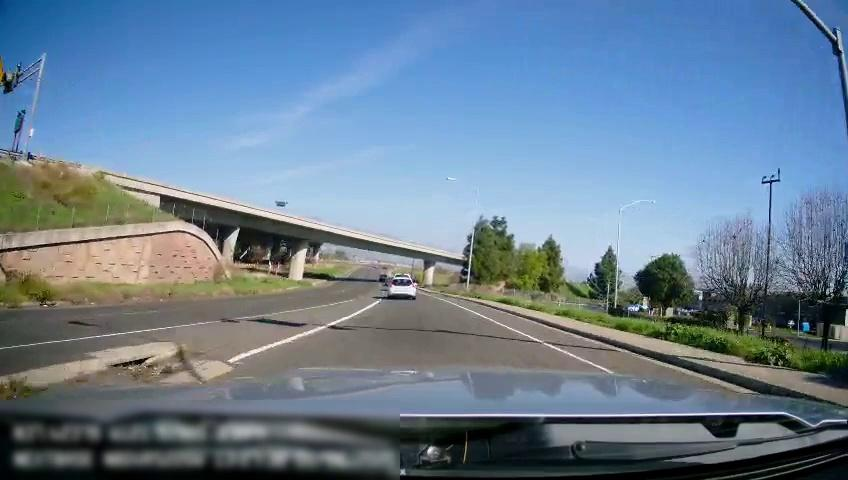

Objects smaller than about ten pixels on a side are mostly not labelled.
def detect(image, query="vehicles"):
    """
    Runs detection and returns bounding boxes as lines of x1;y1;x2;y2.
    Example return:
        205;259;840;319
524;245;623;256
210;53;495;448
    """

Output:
394;273;410;277
386;276;417;301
